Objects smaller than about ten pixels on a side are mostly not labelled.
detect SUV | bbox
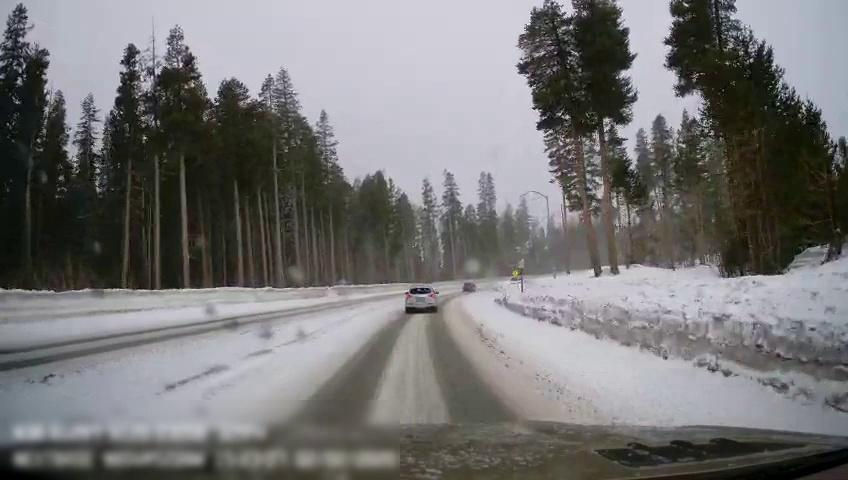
[403,285,441,314]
